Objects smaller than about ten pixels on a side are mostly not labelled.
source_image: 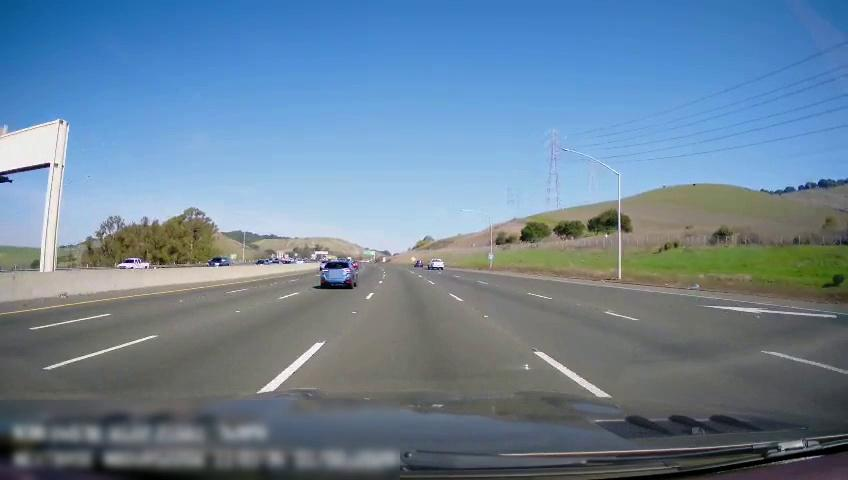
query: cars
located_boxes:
[413,259,424,268]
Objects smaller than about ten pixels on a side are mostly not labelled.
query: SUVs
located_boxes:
[208,257,231,267]
[320,258,358,289]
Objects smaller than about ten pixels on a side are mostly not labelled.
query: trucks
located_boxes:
[427,258,445,270]
[117,257,150,270]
